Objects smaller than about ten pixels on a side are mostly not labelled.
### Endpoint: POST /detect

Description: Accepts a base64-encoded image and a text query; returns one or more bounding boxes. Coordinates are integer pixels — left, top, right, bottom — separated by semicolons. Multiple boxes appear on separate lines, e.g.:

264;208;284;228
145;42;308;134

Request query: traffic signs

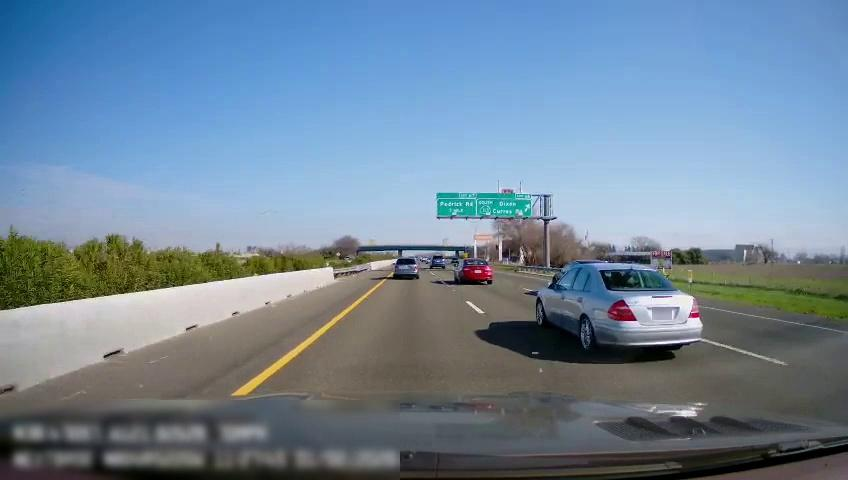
436;193;533;219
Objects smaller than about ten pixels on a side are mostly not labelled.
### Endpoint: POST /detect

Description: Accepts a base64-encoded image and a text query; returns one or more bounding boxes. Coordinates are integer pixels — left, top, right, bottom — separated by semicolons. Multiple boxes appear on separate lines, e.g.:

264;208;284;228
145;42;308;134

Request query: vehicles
450;257;459;266
393;257;420;280
428;254;448;271
535;262;704;356
552;259;606;278
454;258;492;285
